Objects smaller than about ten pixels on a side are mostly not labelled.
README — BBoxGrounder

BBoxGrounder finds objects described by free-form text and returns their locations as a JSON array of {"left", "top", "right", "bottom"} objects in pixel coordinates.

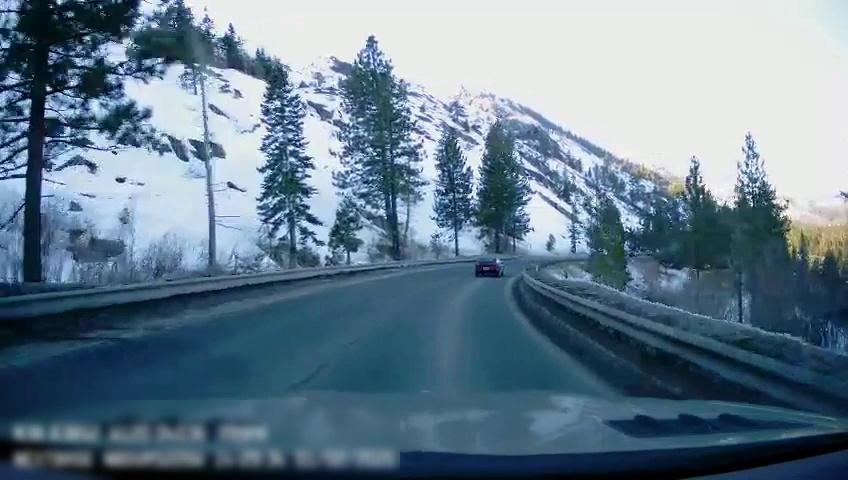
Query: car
[{"left": 475, "top": 256, "right": 506, "bottom": 279}]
